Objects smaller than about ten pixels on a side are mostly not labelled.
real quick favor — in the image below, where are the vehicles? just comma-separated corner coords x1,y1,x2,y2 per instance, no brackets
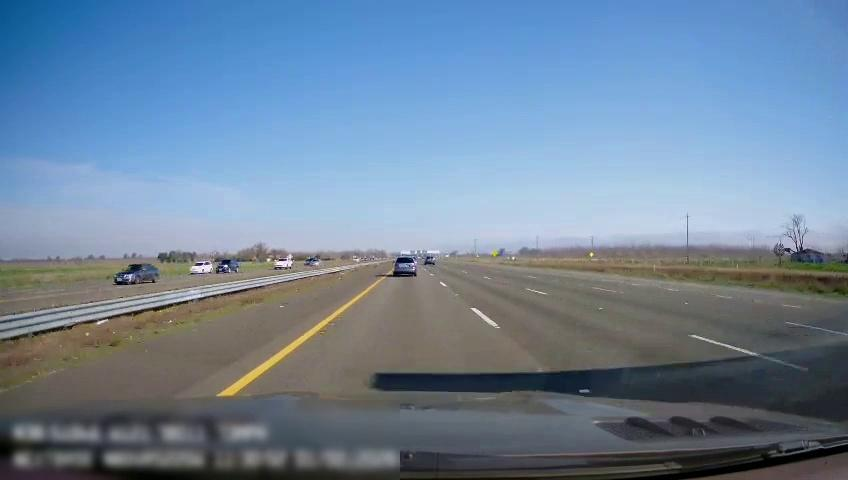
304,257,313,267
310,257,321,268
189,261,214,275
215,259,239,274
114,264,160,285
424,256,435,265
393,256,417,277
274,257,293,270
